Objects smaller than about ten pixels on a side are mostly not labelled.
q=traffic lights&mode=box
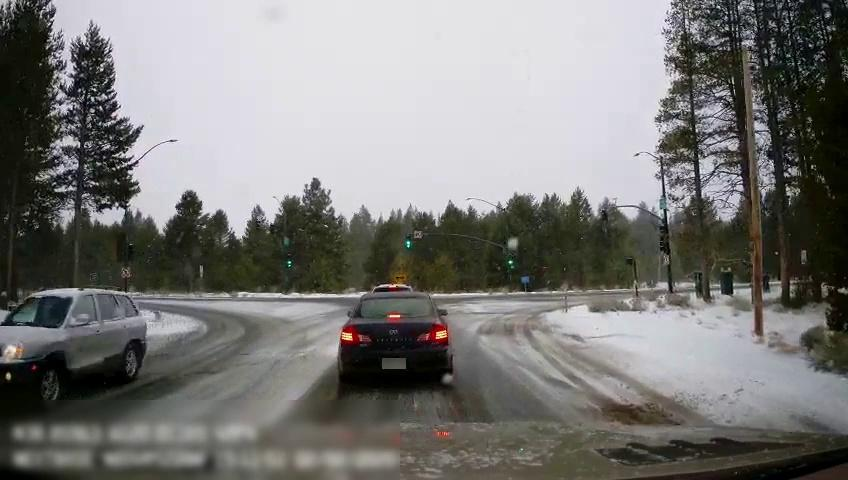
[659,225,666,241]
[127,244,135,259]
[508,258,514,270]
[286,254,292,268]
[601,209,608,223]
[405,234,412,249]
[270,224,275,236]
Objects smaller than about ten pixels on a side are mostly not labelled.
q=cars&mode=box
[338,294,452,385]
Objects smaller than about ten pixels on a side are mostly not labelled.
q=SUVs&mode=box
[369,284,416,295]
[0,285,147,415]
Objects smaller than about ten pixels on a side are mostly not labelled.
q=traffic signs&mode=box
[121,267,130,278]
[393,275,406,282]
[659,199,668,210]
